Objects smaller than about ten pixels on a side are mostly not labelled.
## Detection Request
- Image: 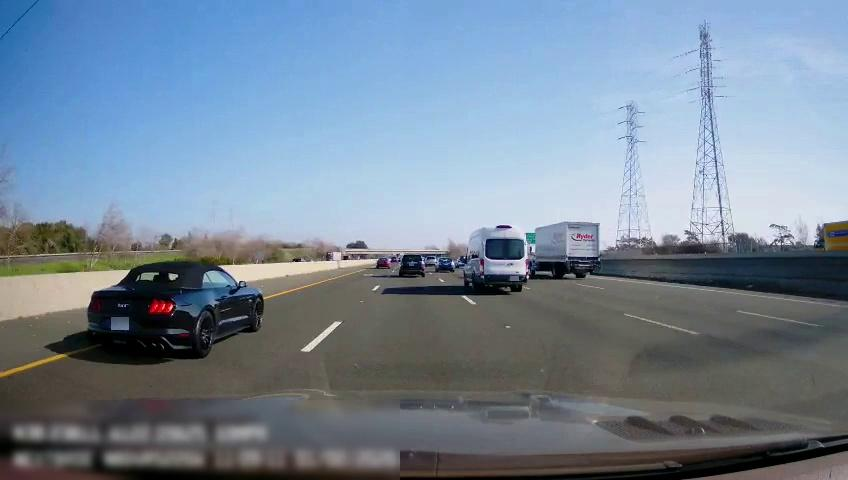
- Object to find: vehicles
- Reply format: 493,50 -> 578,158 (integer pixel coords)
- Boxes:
85,260 -> 265,360
376,257 -> 391,269
458,223 -> 530,292
398,254 -> 426,278
526,220 -> 601,281
813,220 -> 848,252
434,256 -> 455,273
326,251 -> 343,262
292,258 -> 308,263
424,256 -> 437,267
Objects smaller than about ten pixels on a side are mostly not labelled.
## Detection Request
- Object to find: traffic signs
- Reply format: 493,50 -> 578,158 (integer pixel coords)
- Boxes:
524,231 -> 538,245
